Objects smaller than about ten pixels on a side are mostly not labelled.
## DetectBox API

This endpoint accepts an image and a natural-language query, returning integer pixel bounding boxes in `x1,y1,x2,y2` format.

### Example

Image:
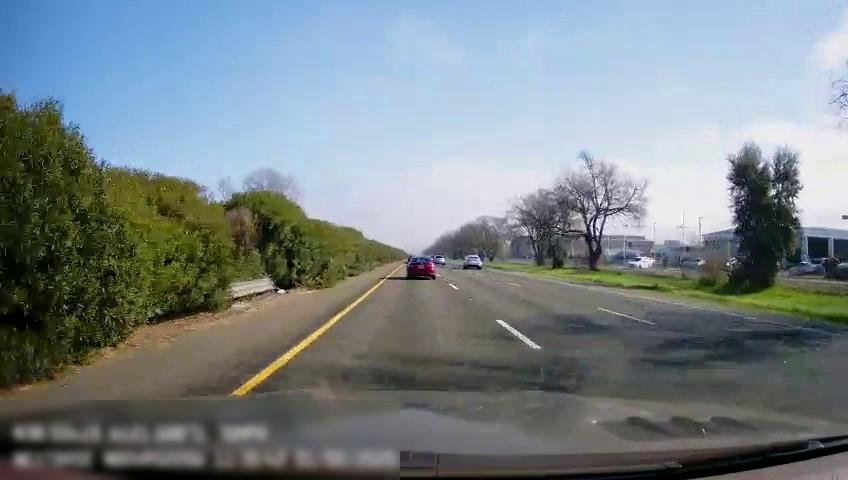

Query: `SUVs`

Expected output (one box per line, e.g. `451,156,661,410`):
434,255,446,265
463,254,483,270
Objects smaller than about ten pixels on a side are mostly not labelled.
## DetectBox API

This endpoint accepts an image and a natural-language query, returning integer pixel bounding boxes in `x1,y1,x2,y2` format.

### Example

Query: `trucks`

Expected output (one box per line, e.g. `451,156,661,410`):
624,256,654,271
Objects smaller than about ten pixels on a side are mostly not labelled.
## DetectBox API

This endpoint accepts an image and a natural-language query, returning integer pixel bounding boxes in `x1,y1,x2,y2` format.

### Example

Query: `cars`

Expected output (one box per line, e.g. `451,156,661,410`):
405,255,438,281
